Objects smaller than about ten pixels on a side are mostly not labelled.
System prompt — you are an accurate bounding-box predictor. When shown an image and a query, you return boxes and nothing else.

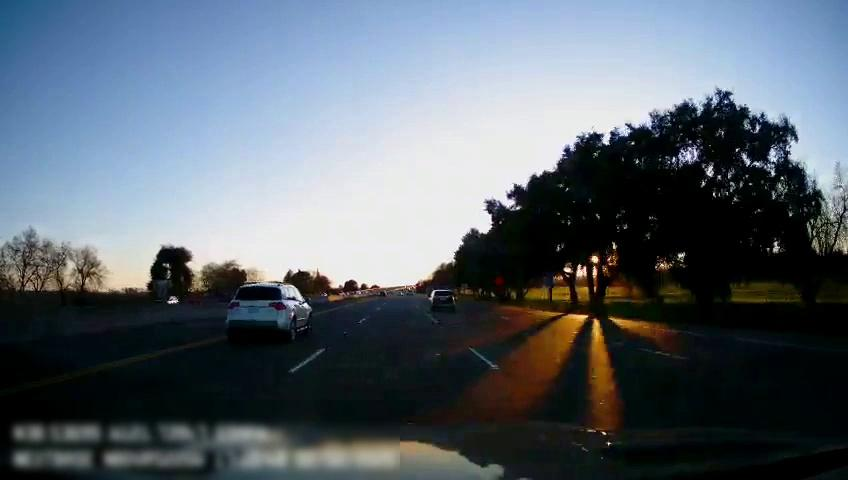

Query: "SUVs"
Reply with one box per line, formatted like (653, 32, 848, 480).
(225, 282, 314, 346)
(153, 295, 180, 305)
(429, 289, 457, 311)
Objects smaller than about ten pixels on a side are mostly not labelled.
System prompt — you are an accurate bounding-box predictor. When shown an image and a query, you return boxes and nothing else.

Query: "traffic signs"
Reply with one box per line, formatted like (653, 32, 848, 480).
(494, 276, 506, 285)
(544, 273, 555, 287)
